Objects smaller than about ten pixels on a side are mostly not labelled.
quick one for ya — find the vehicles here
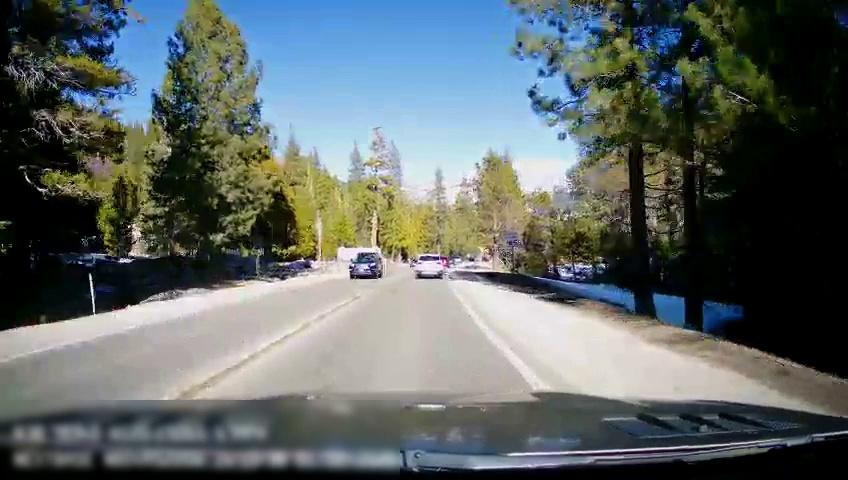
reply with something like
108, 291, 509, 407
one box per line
414, 254, 444, 280
348, 251, 384, 280
435, 255, 450, 269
